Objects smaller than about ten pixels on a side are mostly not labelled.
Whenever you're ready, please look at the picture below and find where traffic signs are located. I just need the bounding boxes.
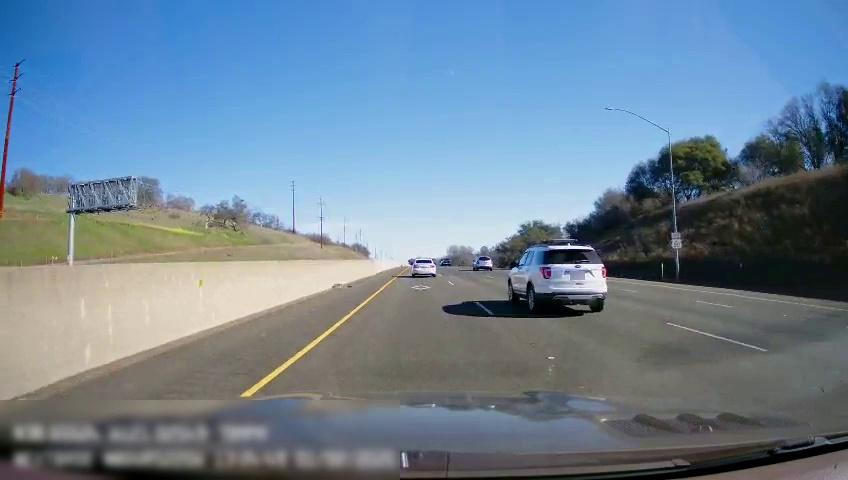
[671,233,682,249]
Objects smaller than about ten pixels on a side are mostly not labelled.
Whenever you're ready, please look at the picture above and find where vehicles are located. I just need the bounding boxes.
[506,239,609,315]
[439,258,452,267]
[412,259,436,277]
[472,256,493,272]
